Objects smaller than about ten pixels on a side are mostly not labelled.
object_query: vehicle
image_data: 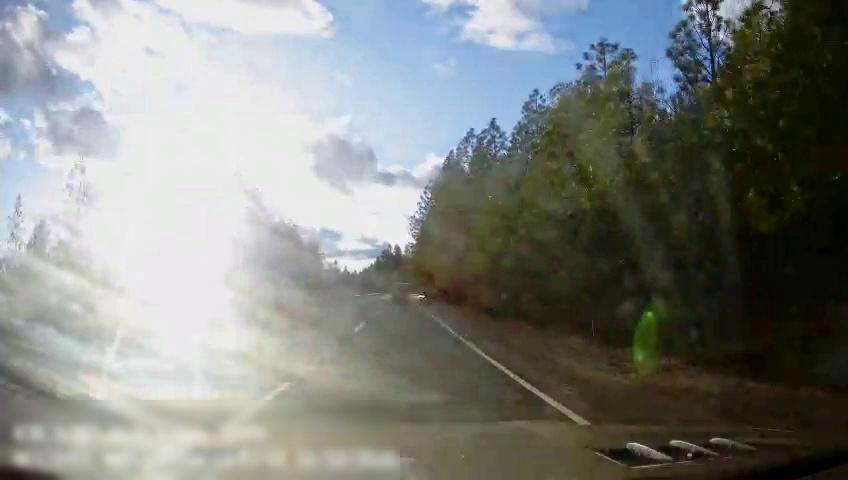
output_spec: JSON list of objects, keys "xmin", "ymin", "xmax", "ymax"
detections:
[{"xmin": 390, "ymin": 282, "xmax": 411, "ymax": 304}]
